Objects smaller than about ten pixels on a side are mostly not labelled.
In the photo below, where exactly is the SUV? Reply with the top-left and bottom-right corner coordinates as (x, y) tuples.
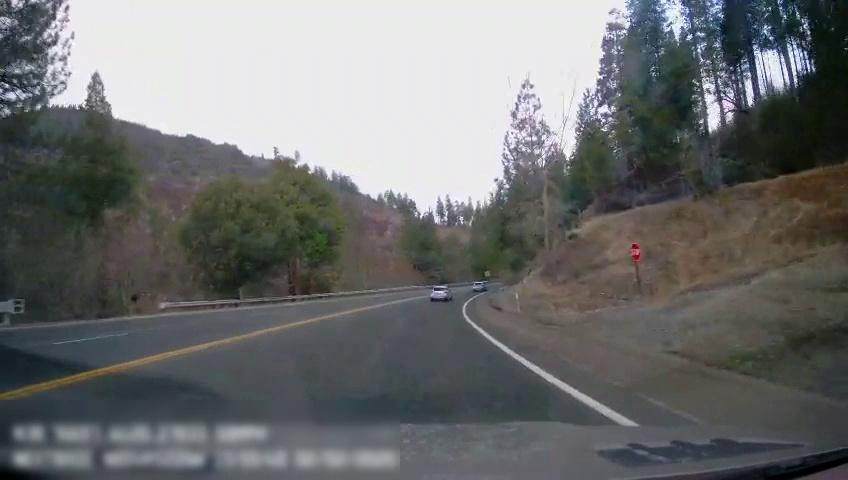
(430, 285), (453, 302)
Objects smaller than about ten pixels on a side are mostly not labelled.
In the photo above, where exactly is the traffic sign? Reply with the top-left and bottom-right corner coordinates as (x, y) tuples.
(630, 242), (641, 263)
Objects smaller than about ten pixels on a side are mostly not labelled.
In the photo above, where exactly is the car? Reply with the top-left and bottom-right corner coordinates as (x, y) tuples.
(472, 281), (487, 293)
